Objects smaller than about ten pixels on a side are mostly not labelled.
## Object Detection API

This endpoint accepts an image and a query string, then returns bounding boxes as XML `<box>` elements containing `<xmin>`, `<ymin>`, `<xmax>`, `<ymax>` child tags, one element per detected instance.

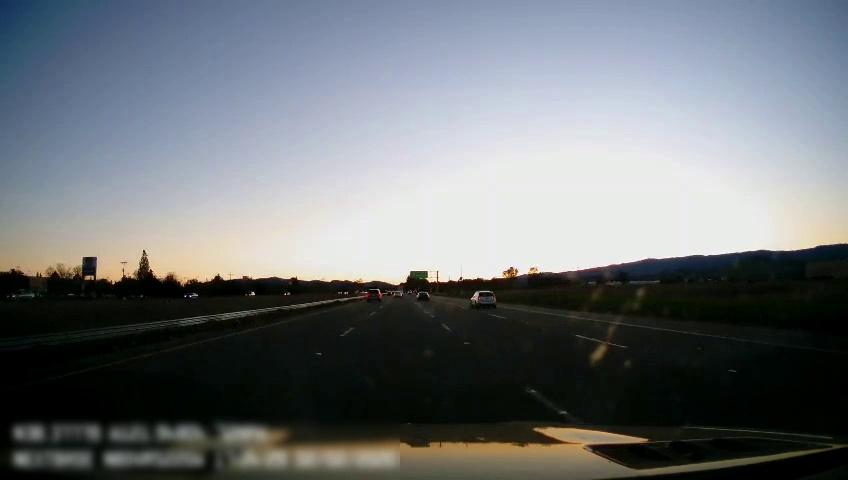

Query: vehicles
<box><xmin>366</xmin><ymin>289</ymin><xmax>382</xmax><ymax>303</ymax></box>
<box><xmin>393</xmin><ymin>291</ymin><xmax>403</xmax><ymax>300</ymax></box>
<box><xmin>183</xmin><ymin>293</ymin><xmax>198</xmax><ymax>300</ymax></box>
<box><xmin>416</xmin><ymin>291</ymin><xmax>431</xmax><ymax>302</ymax></box>
<box><xmin>470</xmin><ymin>291</ymin><xmax>497</xmax><ymax>310</ymax></box>
<box><xmin>244</xmin><ymin>291</ymin><xmax>256</xmax><ymax>297</ymax></box>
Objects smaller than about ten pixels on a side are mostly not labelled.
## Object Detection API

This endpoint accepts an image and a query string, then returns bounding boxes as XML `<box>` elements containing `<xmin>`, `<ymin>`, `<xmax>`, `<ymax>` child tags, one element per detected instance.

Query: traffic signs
<box><xmin>409</xmin><ymin>270</ymin><xmax>429</xmax><ymax>278</ymax></box>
